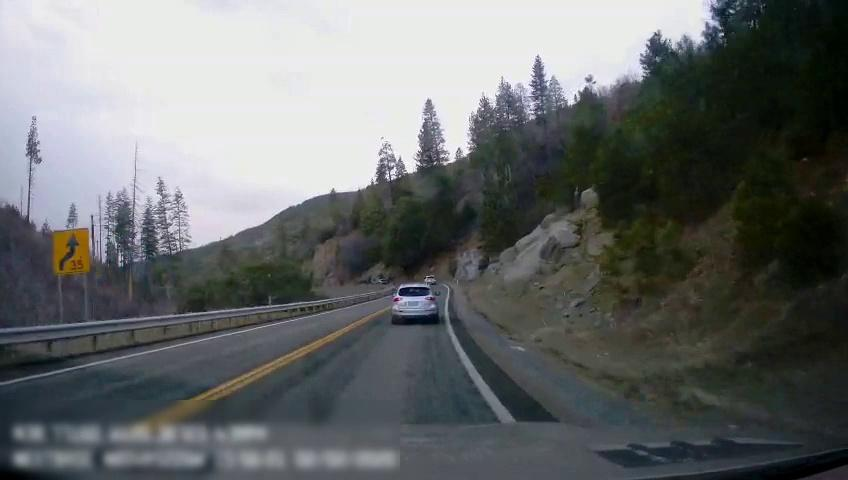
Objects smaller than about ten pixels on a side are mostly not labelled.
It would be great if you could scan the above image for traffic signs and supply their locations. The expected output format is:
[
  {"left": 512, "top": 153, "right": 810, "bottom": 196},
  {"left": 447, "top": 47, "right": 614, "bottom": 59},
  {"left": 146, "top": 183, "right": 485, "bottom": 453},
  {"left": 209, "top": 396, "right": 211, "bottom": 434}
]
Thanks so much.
[{"left": 53, "top": 227, "right": 89, "bottom": 273}]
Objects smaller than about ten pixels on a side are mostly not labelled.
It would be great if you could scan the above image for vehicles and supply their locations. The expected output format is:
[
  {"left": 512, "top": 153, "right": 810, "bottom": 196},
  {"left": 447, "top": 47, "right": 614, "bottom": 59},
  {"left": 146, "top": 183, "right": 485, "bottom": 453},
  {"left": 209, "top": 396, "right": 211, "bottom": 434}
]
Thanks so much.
[
  {"left": 423, "top": 275, "right": 436, "bottom": 285},
  {"left": 392, "top": 284, "right": 441, "bottom": 325}
]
